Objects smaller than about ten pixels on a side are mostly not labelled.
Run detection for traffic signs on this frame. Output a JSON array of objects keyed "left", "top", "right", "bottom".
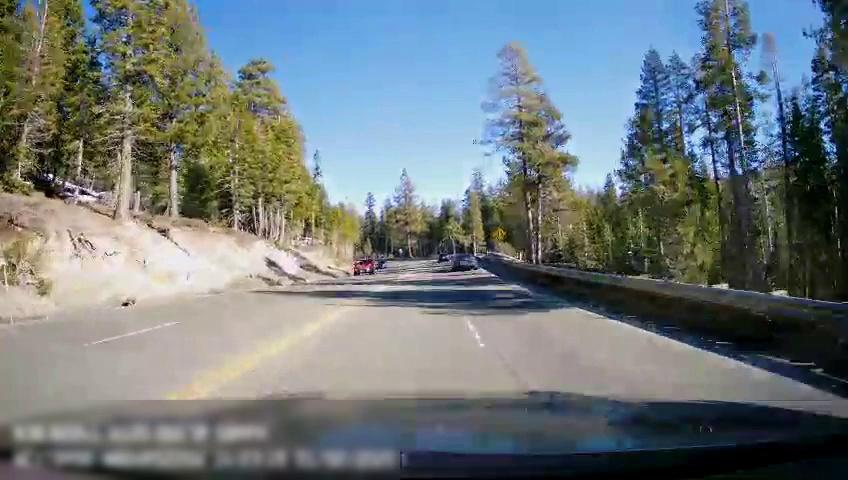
[{"left": 494, "top": 227, "right": 506, "bottom": 241}]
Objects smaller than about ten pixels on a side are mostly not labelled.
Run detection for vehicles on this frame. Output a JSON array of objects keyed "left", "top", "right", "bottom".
[
  {"left": 437, "top": 253, "right": 451, "bottom": 263},
  {"left": 353, "top": 257, "right": 375, "bottom": 276},
  {"left": 374, "top": 260, "right": 387, "bottom": 270},
  {"left": 452, "top": 252, "right": 476, "bottom": 271}
]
